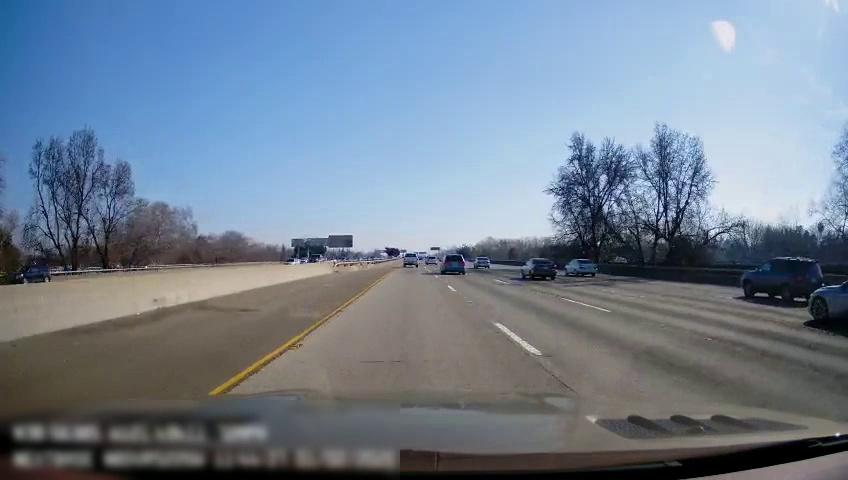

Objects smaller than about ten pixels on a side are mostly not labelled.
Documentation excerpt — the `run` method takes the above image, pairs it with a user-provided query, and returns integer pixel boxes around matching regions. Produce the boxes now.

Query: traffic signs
[308,238,329,247]
[291,238,304,248]
[326,235,354,249]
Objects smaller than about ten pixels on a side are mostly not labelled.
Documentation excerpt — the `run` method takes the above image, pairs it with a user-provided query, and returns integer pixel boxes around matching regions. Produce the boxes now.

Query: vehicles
[739,256,826,305]
[520,257,558,280]
[309,253,325,264]
[1,263,52,286]
[563,258,598,277]
[424,256,437,265]
[608,255,627,263]
[284,258,301,265]
[474,256,490,270]
[439,253,465,276]
[401,253,418,268]
[806,280,848,326]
